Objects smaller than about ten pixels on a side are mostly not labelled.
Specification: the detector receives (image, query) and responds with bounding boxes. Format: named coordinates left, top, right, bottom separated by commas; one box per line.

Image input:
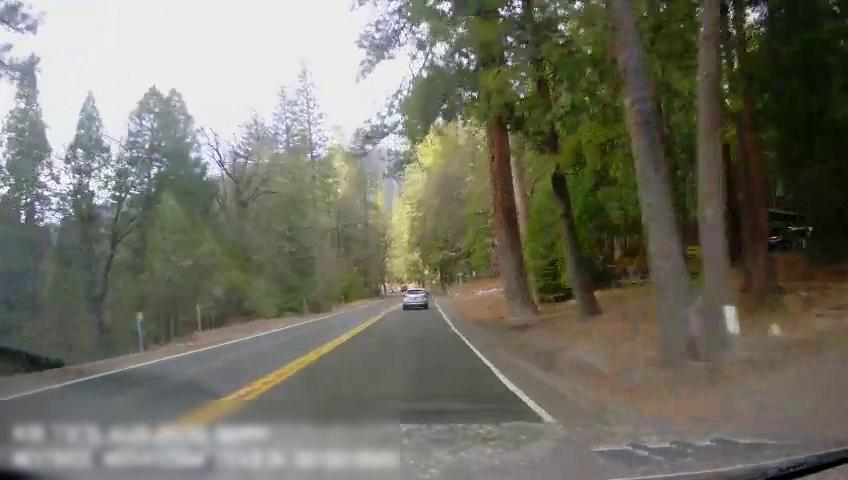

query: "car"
left=402, top=287, right=429, bottom=310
